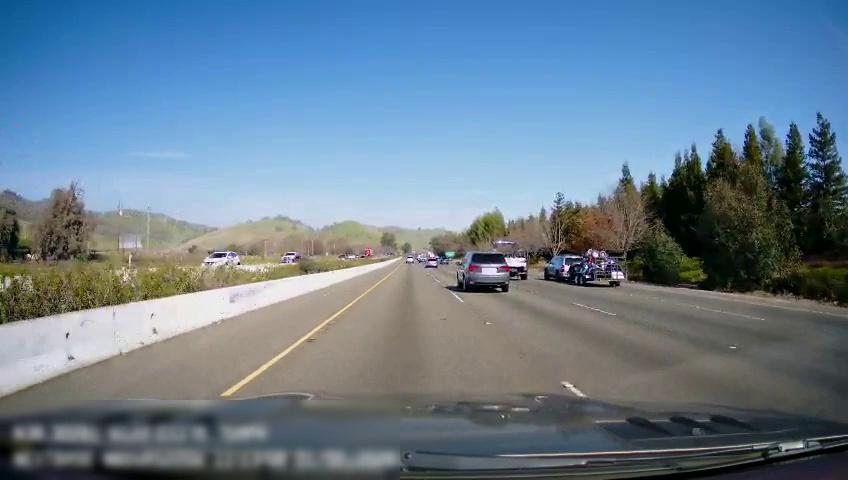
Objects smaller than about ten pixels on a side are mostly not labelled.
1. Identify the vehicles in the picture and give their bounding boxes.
[491,239,529,281]
[362,247,377,258]
[568,247,626,288]
[456,250,511,293]
[281,251,302,264]
[200,251,241,268]
[543,254,586,283]
[439,256,449,265]
[424,256,439,269]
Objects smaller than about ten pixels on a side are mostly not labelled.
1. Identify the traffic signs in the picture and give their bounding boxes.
[445,250,457,258]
